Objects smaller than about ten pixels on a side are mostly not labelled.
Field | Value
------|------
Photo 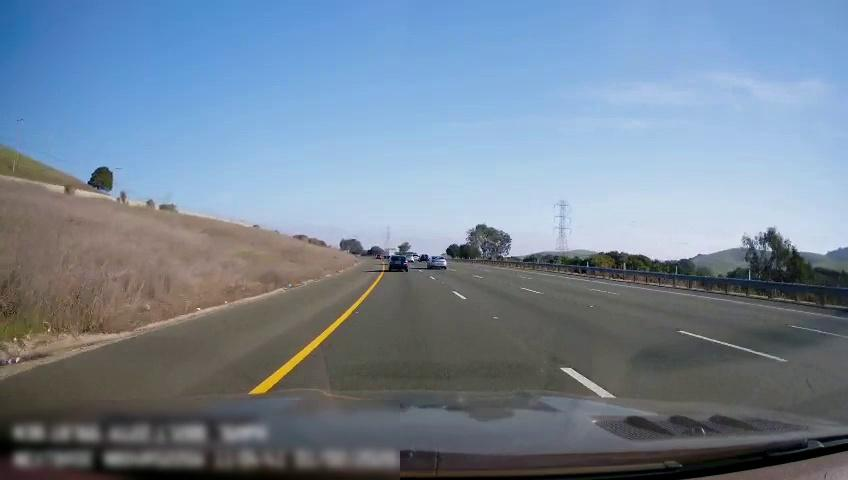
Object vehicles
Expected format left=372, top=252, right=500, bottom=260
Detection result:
left=404, top=256, right=414, bottom=263
left=389, top=256, right=408, bottom=272
left=384, top=250, right=396, bottom=259
left=418, top=254, right=430, bottom=263
left=427, top=256, right=447, bottom=269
